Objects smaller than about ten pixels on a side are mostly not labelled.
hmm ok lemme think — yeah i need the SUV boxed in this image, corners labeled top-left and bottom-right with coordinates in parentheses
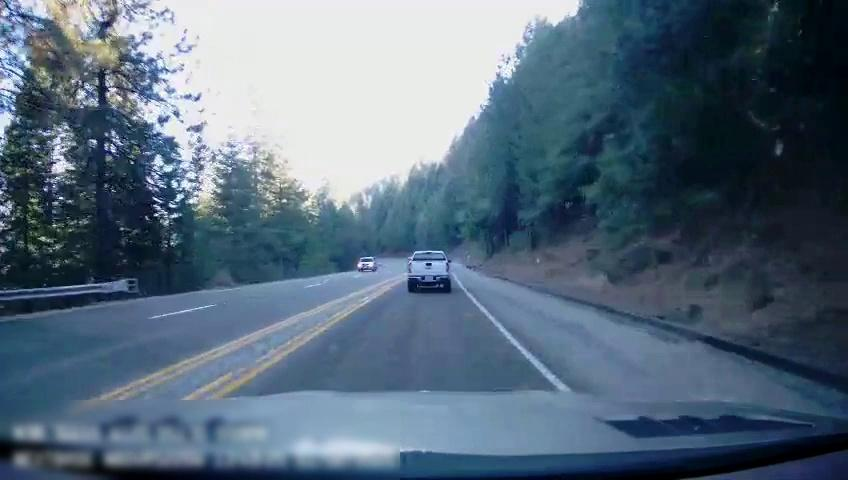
top-left (357, 256), bottom-right (377, 273)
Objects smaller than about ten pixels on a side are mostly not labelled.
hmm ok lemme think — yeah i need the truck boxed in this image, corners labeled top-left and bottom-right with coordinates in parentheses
top-left (407, 249), bottom-right (451, 293)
